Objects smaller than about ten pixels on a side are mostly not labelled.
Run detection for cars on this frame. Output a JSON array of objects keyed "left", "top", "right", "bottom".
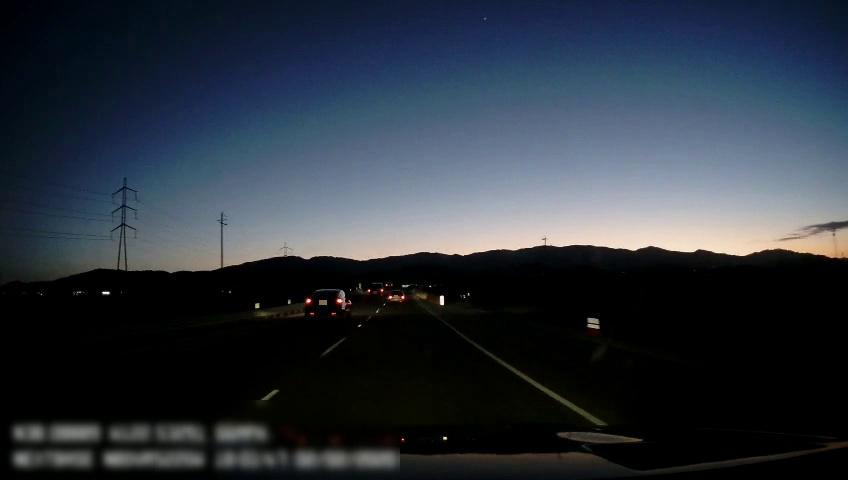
[
  {"left": 387, "top": 290, "right": 406, "bottom": 305},
  {"left": 366, "top": 283, "right": 384, "bottom": 299},
  {"left": 303, "top": 289, "right": 354, "bottom": 329}
]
